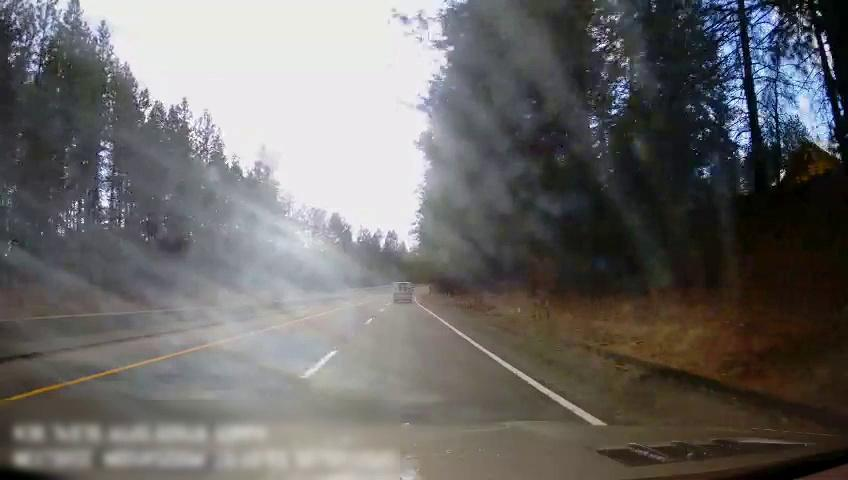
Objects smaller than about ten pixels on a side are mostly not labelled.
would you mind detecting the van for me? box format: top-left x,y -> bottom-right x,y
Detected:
391,281 -> 414,304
